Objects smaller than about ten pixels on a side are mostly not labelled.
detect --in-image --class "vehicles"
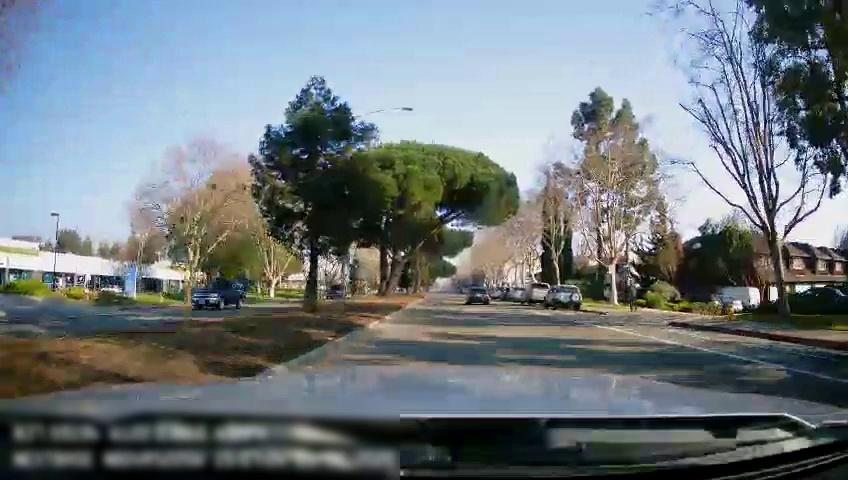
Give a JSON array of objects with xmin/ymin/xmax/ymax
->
[
  {"xmin": 504, "ymin": 287, "xmax": 525, "ymax": 302},
  {"xmin": 542, "ymin": 284, "xmax": 583, "ymax": 310},
  {"xmin": 189, "ymin": 277, "xmax": 247, "ymax": 312},
  {"xmin": 519, "ymin": 282, "xmax": 549, "ymax": 307},
  {"xmin": 324, "ymin": 284, "xmax": 346, "ymax": 300},
  {"xmin": 465, "ymin": 286, "xmax": 489, "ymax": 305}
]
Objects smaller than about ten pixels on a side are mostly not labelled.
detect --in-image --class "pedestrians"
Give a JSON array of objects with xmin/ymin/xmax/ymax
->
[{"xmin": 628, "ymin": 278, "xmax": 638, "ymax": 312}]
